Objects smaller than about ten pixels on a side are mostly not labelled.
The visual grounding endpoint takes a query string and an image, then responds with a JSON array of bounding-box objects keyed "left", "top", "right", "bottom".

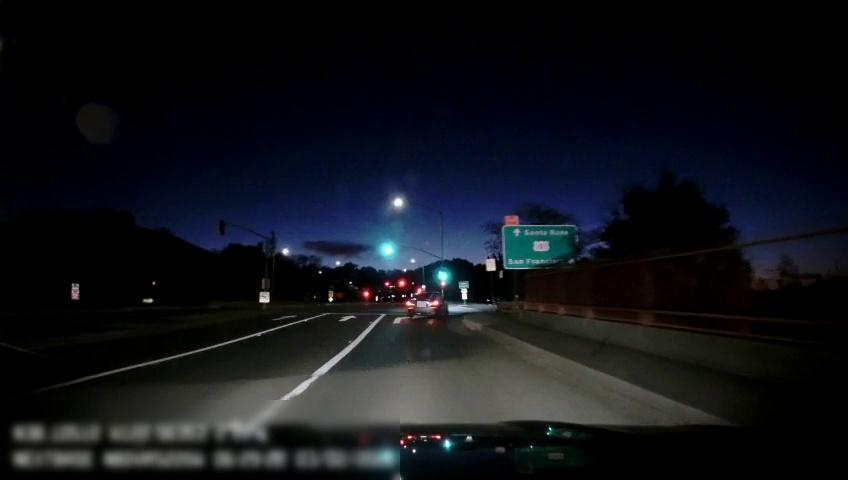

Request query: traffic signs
[
  {"left": 485, "top": 257, "right": 496, "bottom": 272},
  {"left": 258, "top": 291, "right": 271, "bottom": 304},
  {"left": 71, "top": 282, "right": 80, "bottom": 301},
  {"left": 502, "top": 224, "right": 580, "bottom": 271},
  {"left": 458, "top": 281, "right": 470, "bottom": 289}
]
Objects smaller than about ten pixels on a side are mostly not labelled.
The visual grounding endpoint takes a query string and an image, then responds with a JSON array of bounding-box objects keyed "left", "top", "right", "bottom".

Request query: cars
[{"left": 406, "top": 289, "right": 449, "bottom": 319}]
